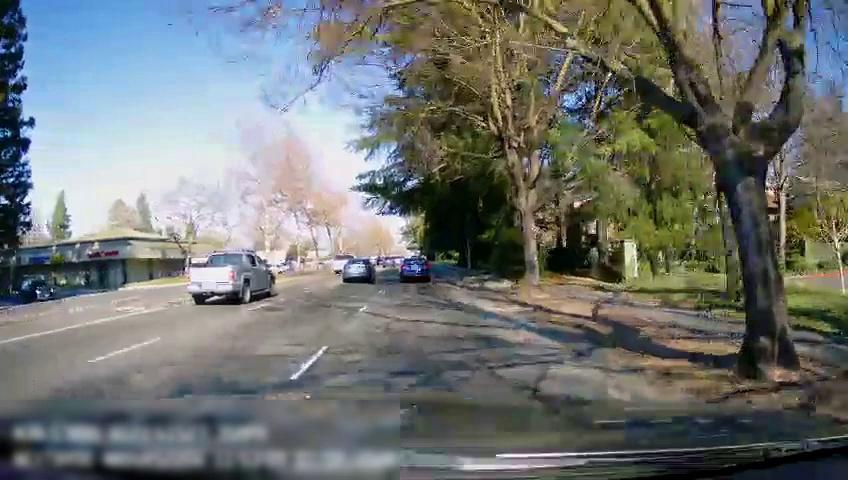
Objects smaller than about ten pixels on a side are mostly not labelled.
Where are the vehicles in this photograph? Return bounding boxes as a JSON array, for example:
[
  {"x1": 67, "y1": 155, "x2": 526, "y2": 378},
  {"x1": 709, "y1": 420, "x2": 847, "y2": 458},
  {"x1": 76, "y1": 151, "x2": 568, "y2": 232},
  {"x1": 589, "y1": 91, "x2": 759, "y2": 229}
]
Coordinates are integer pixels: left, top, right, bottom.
[
  {"x1": 383, "y1": 258, "x2": 397, "y2": 269},
  {"x1": 342, "y1": 256, "x2": 377, "y2": 284},
  {"x1": 187, "y1": 249, "x2": 279, "y2": 305},
  {"x1": 334, "y1": 254, "x2": 353, "y2": 274},
  {"x1": 20, "y1": 278, "x2": 55, "y2": 300},
  {"x1": 398, "y1": 256, "x2": 432, "y2": 282}
]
